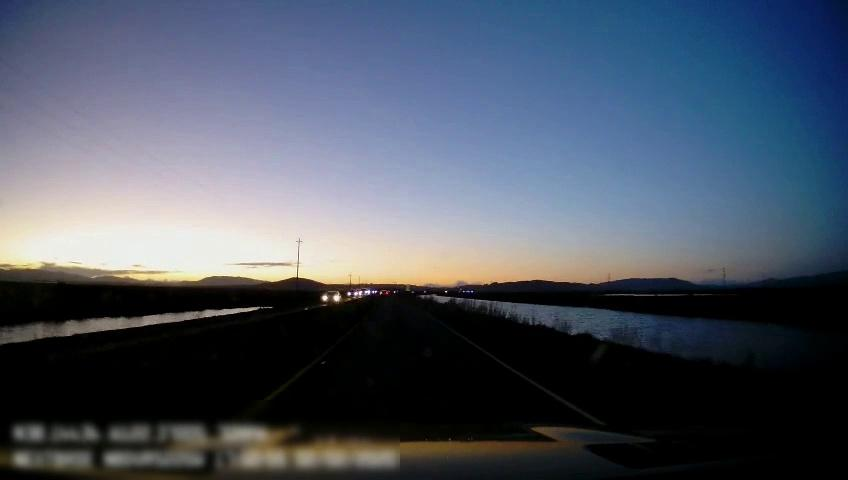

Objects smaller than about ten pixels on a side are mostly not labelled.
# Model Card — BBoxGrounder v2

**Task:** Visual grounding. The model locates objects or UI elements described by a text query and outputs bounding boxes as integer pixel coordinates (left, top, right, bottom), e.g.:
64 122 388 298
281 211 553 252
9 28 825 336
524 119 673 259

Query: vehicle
322 290 342 306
